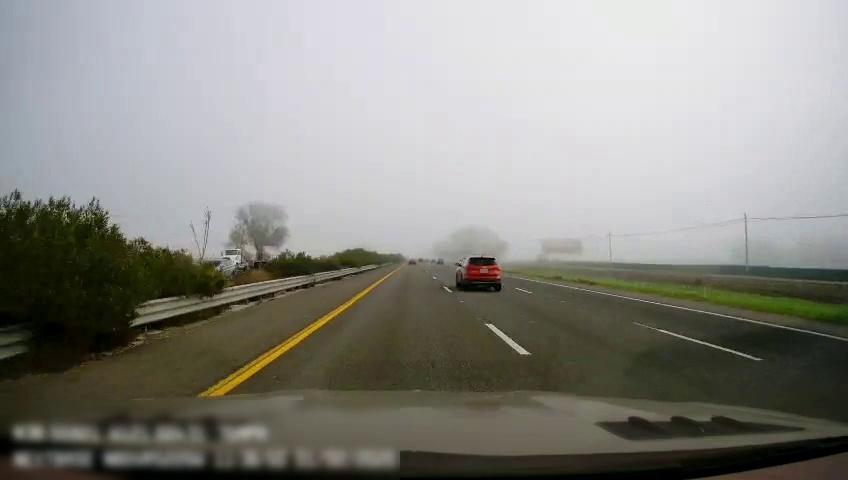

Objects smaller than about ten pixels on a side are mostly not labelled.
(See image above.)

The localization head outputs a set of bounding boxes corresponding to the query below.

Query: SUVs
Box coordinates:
[203,258,235,282]
[455,256,504,294]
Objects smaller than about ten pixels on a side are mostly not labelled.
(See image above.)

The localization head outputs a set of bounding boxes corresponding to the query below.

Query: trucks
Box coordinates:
[220,248,255,272]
